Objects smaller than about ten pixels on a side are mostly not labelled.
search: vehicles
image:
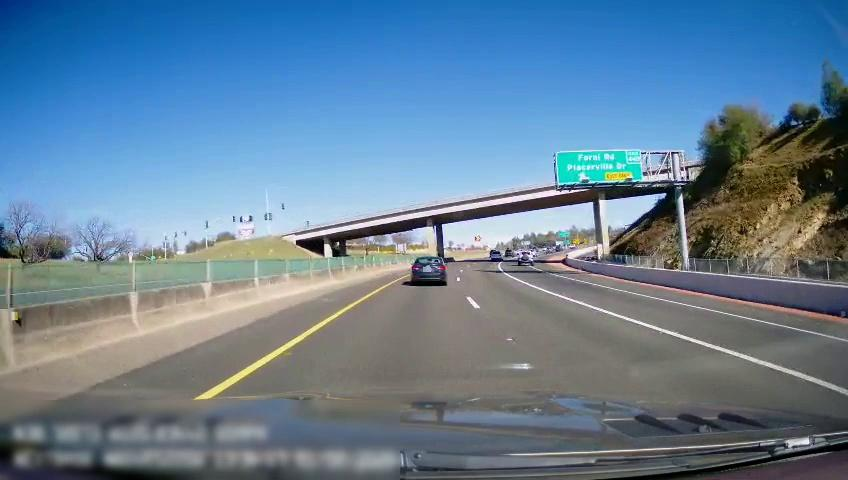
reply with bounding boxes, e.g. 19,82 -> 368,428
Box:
489,250 -> 503,262
517,250 -> 535,266
504,249 -> 515,258
409,254 -> 448,287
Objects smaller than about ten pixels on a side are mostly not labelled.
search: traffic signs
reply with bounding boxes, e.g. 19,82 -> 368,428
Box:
557,231 -> 569,237
554,150 -> 644,183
